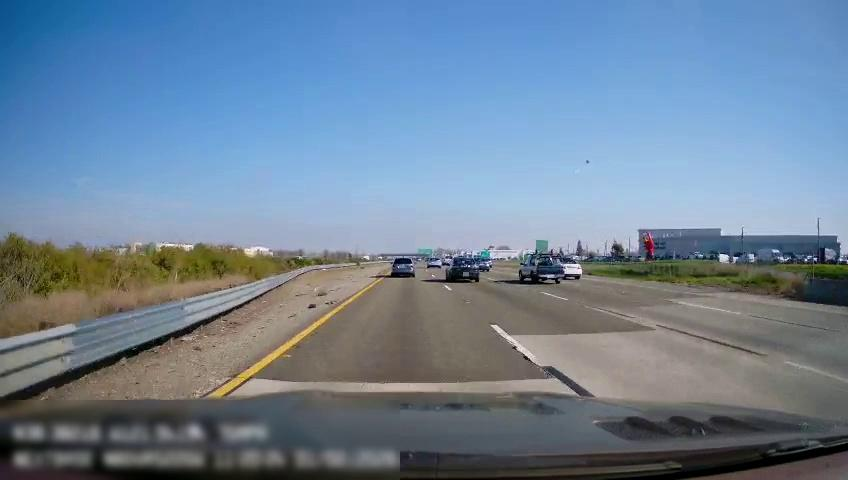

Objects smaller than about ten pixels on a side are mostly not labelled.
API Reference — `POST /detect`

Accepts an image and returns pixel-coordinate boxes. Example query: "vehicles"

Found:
[473,257,489,272]
[445,257,480,283]
[518,247,565,284]
[487,257,493,269]
[391,257,416,278]
[441,256,453,266]
[426,257,442,269]
[557,256,583,280]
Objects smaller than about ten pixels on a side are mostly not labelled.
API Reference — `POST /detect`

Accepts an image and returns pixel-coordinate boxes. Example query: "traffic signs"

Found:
[480,250,491,258]
[417,248,433,255]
